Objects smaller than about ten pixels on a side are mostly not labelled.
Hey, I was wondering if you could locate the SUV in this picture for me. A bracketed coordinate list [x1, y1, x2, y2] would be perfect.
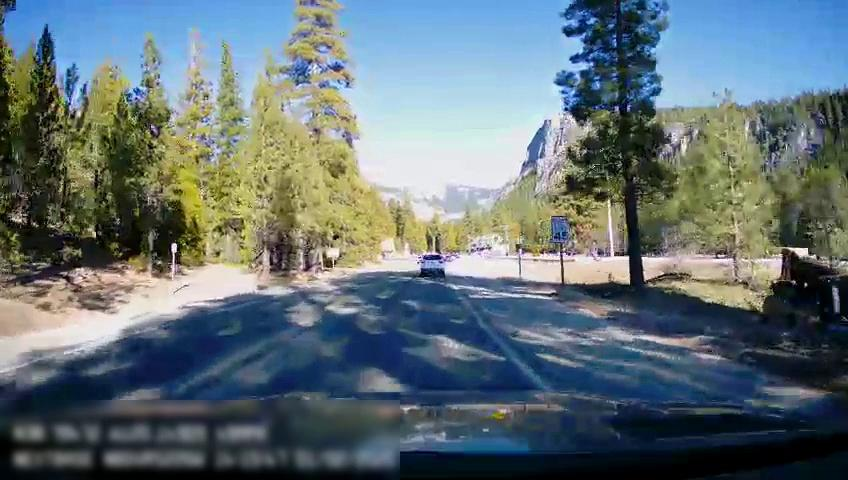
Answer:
[419, 254, 446, 277]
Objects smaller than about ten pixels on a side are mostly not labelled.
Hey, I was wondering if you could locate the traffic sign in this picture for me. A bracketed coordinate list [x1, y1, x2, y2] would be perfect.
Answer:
[549, 215, 569, 243]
